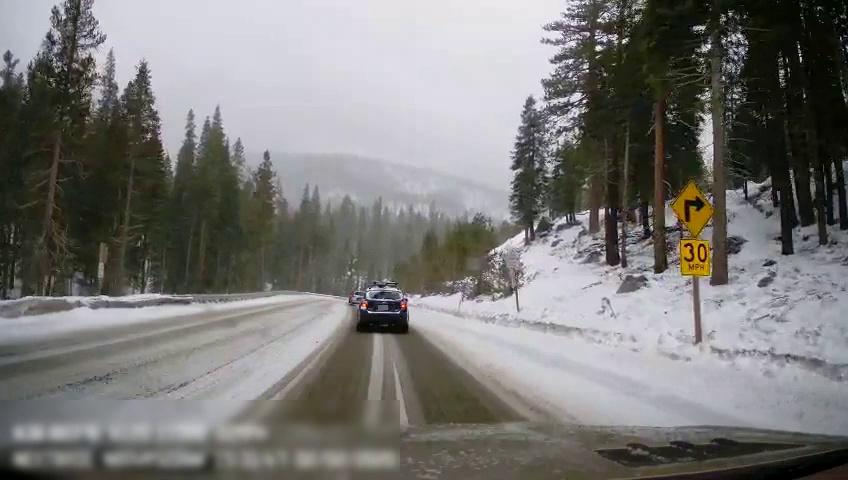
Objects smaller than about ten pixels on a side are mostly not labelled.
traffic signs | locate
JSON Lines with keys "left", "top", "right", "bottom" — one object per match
{"left": 680, "top": 239, "right": 711, "bottom": 276}
{"left": 506, "top": 252, "right": 520, "bottom": 269}
{"left": 668, "top": 180, "right": 715, "bottom": 238}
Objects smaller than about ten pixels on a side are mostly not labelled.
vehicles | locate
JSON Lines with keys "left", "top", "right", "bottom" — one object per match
{"left": 356, "top": 279, "right": 409, "bottom": 332}
{"left": 350, "top": 290, "right": 367, "bottom": 306}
